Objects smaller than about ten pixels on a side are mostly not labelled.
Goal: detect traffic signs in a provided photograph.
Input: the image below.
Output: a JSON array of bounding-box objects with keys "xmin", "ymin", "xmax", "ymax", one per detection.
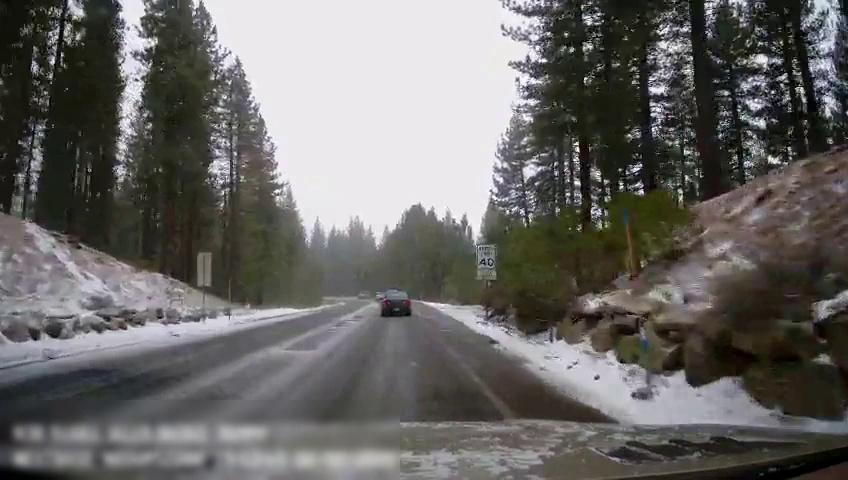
[
  {"xmin": 476, "ymin": 269, "xmax": 497, "ymax": 281},
  {"xmin": 476, "ymin": 244, "xmax": 496, "ymax": 269}
]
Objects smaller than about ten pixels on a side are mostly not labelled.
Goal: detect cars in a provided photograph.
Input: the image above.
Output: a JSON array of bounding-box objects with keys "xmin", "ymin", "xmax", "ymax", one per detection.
[{"xmin": 380, "ymin": 293, "xmax": 411, "ymax": 318}]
